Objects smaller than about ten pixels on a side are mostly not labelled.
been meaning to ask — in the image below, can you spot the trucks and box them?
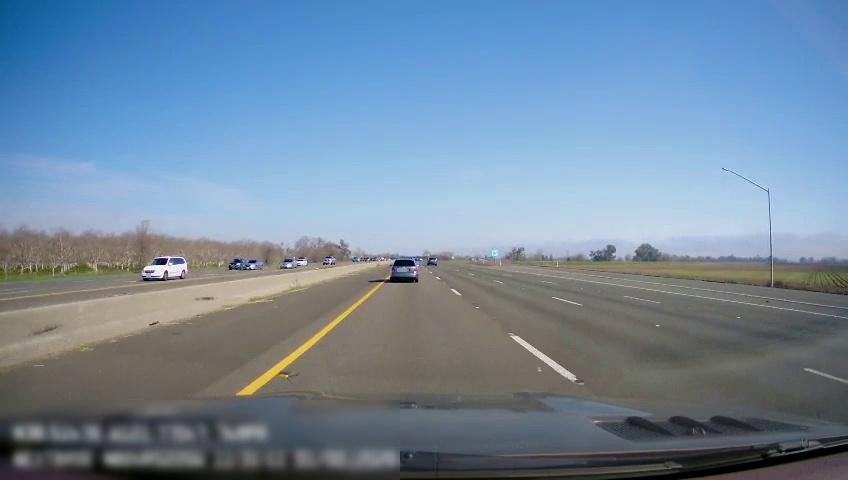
[323,256,336,265]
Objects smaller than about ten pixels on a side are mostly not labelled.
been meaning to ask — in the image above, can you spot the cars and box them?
[280,257,298,269]
[296,257,308,267]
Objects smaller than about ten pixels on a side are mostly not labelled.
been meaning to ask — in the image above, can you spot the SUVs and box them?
[228,258,246,270]
[389,258,419,283]
[427,257,438,266]
[243,259,264,271]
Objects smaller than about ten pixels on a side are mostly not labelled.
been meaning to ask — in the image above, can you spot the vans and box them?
[141,256,188,281]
